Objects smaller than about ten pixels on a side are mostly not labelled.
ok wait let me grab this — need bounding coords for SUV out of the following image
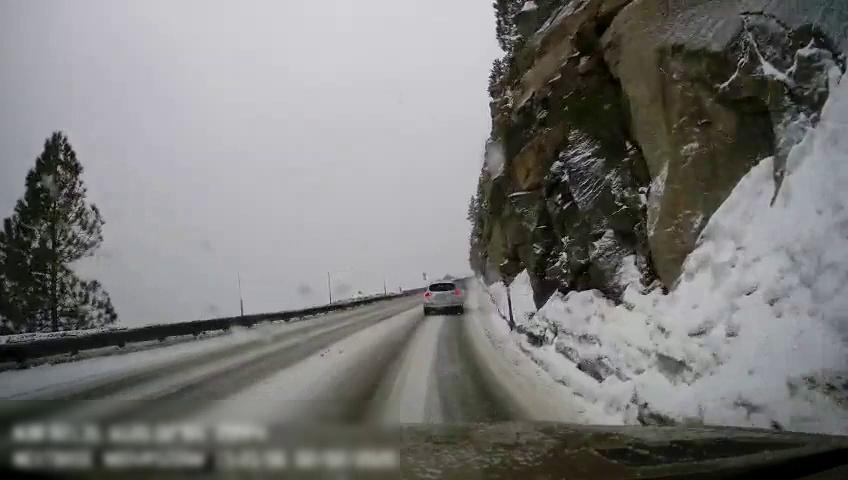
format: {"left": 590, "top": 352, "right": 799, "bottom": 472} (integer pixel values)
{"left": 422, "top": 280, "right": 466, "bottom": 316}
